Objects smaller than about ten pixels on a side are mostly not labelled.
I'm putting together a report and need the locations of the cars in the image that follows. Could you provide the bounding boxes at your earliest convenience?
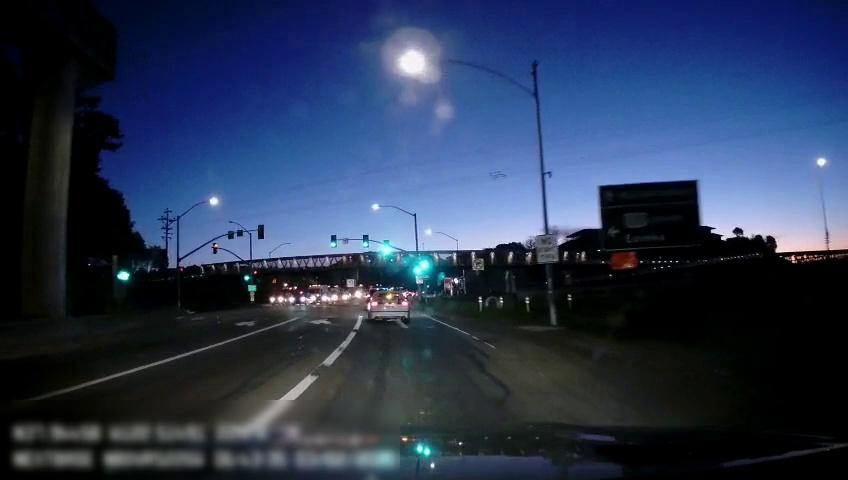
[367,290,410,324]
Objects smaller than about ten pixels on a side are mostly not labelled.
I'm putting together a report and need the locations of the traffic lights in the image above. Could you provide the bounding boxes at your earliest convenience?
[257,225,265,239]
[330,235,336,249]
[420,257,427,270]
[244,269,249,281]
[252,269,257,280]
[383,239,389,254]
[177,266,185,280]
[363,234,369,249]
[212,244,217,255]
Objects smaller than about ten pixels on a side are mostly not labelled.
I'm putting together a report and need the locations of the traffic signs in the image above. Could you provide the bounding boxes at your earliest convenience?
[613,253,637,269]
[473,257,484,271]
[598,181,704,246]
[536,233,560,264]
